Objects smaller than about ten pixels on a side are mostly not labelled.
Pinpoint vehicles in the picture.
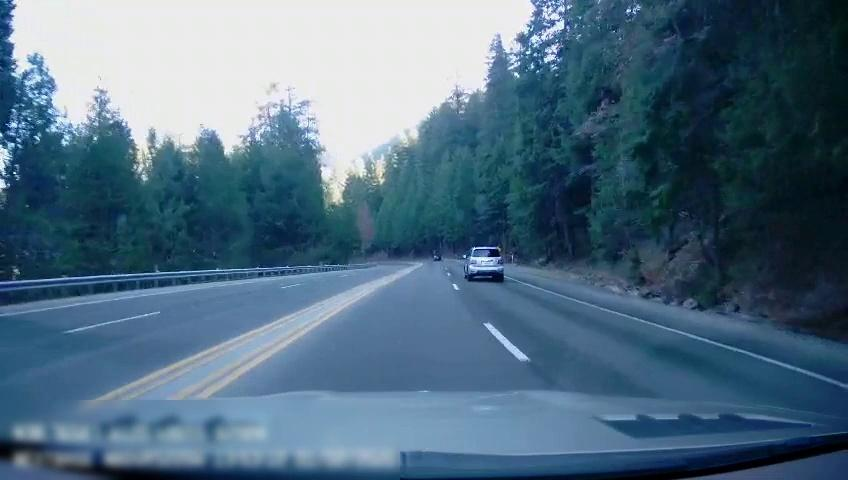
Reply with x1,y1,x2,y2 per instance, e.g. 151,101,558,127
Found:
462,246,505,282
431,252,442,262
